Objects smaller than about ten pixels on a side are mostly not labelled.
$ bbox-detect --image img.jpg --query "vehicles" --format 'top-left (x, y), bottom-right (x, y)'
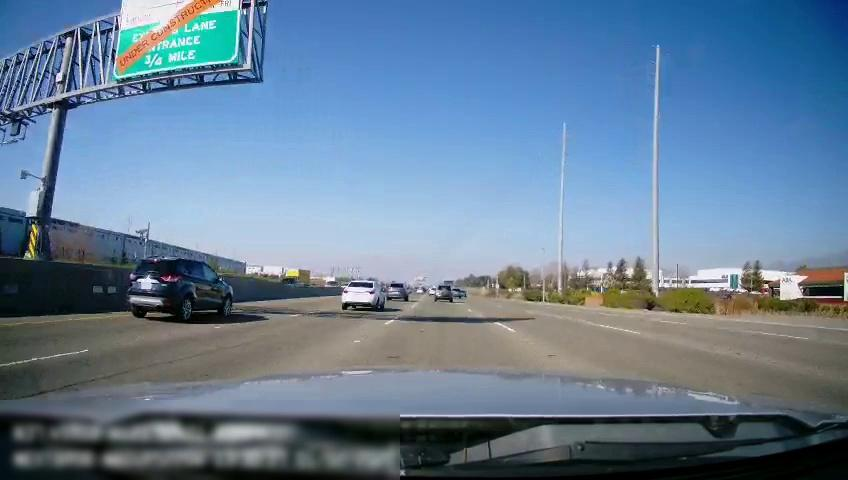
top-left (428, 287), bottom-right (438, 296)
top-left (324, 277), bottom-right (338, 288)
top-left (340, 282), bottom-right (352, 288)
top-left (386, 282), bottom-right (409, 302)
top-left (341, 280), bottom-right (386, 311)
top-left (126, 254), bottom-right (235, 323)
top-left (280, 268), bottom-right (311, 288)
top-left (434, 284), bottom-right (454, 302)
top-left (450, 288), bottom-right (462, 299)
top-left (288, 280), bottom-right (309, 288)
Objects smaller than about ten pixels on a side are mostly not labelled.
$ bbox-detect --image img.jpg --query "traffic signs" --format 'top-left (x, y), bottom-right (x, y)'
top-left (110, 0), bottom-right (244, 82)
